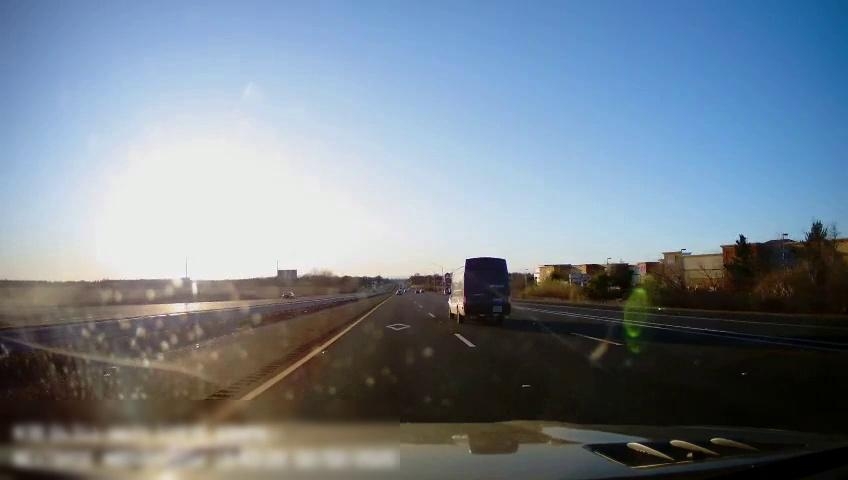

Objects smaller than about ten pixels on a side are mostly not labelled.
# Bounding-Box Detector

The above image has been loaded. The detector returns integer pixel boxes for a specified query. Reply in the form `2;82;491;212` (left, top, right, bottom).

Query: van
443;256;512;325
